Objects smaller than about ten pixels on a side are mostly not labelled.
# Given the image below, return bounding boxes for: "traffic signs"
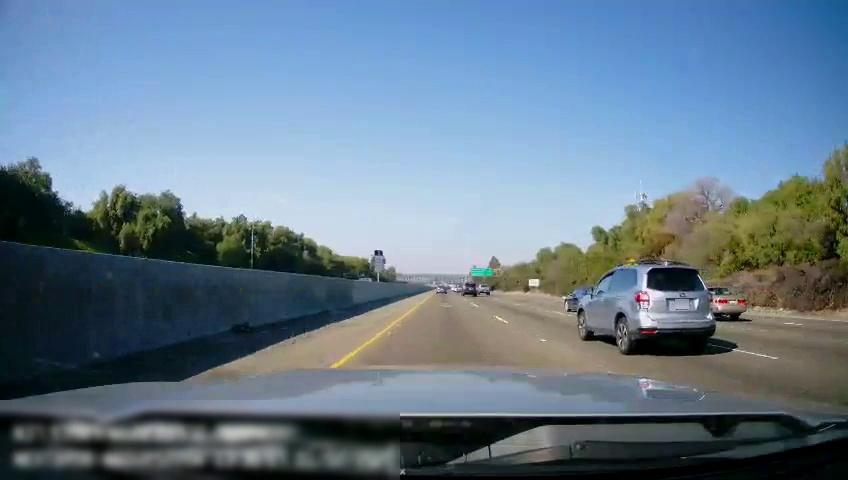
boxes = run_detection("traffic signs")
[374,249,385,273]
[624,257,638,270]
[471,267,493,276]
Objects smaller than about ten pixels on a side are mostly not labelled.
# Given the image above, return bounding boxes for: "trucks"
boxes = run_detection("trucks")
[478,284,490,295]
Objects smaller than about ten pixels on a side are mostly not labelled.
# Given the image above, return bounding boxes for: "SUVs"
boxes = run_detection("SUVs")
[462,283,477,296]
[576,264,716,355]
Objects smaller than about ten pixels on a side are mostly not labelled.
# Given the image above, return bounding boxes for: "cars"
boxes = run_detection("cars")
[706,286,747,321]
[563,287,585,313]
[436,285,447,294]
